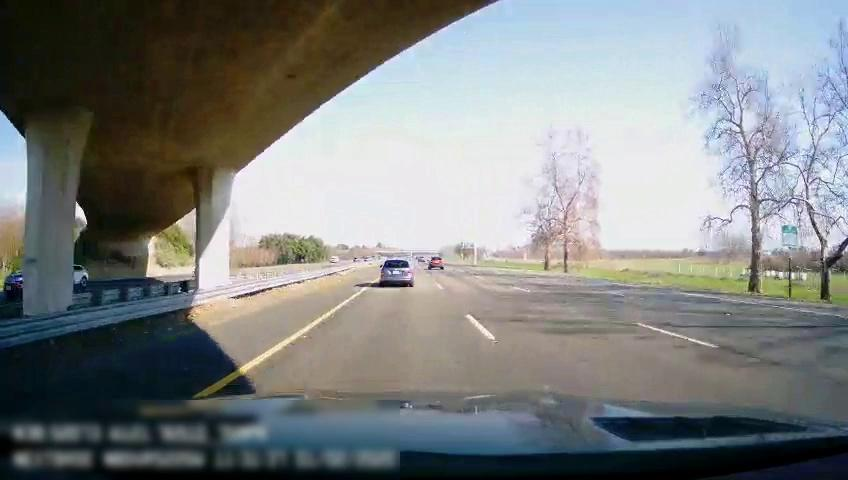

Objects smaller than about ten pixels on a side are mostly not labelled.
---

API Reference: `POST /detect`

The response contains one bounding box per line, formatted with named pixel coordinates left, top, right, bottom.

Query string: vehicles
left=417, top=256, right=426, bottom=264
left=329, top=256, right=340, bottom=263
left=428, top=256, right=446, bottom=270
left=73, top=264, right=90, bottom=289
left=3, top=269, right=23, bottom=304
left=379, top=259, right=413, bottom=287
